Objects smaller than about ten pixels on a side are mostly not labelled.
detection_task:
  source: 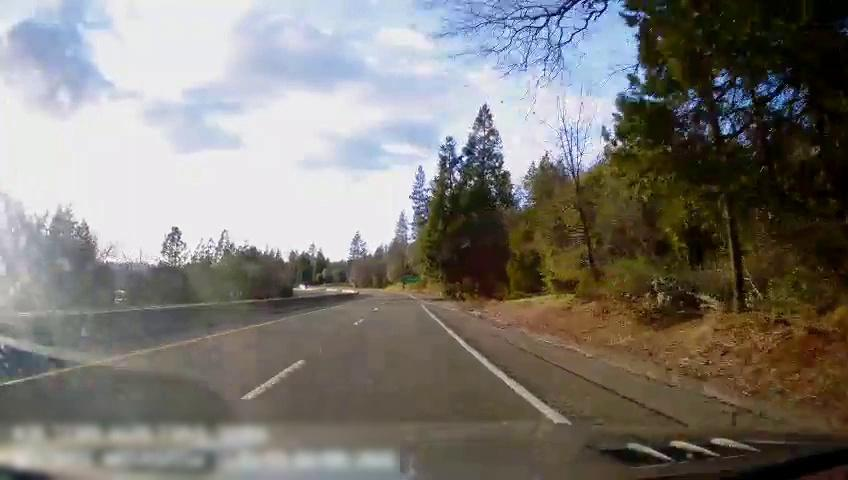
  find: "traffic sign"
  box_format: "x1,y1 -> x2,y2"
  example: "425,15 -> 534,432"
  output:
404,276 -> 417,283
